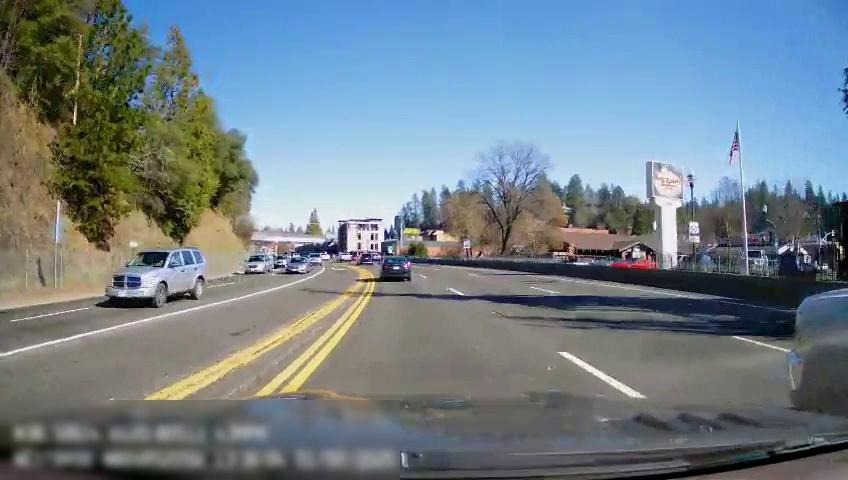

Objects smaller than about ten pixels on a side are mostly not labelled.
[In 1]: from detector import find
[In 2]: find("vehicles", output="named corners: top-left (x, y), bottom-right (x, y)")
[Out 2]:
top-left (336, 251), bottom-right (353, 262)
top-left (306, 254), bottom-right (322, 266)
top-left (104, 248), bottom-right (209, 310)
top-left (783, 287), bottom-right (848, 417)
top-left (273, 257), bottom-right (290, 268)
top-left (319, 253), bottom-right (331, 261)
top-left (378, 255), bottom-right (413, 282)
top-left (371, 254), bottom-right (382, 263)
top-left (285, 257), bottom-right (312, 275)
top-left (246, 254), bottom-right (275, 275)
top-left (359, 254), bottom-right (374, 266)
